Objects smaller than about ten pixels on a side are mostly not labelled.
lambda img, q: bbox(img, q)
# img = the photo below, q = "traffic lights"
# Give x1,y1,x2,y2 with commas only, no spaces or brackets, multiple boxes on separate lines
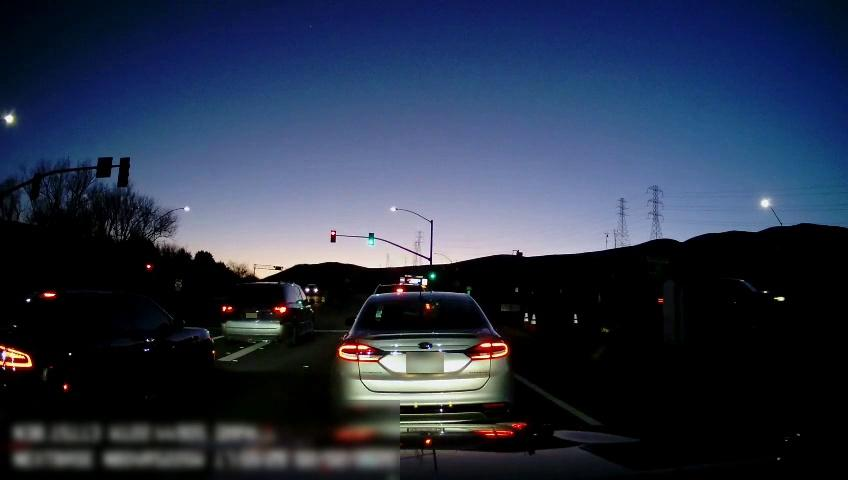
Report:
29,172,42,201
117,156,130,188
330,229,337,243
367,232,375,247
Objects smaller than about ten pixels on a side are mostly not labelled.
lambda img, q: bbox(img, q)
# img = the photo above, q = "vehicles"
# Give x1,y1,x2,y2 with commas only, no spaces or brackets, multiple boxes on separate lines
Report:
334,291,515,426
373,284,430,306
219,281,314,345
0,288,217,448
304,283,319,296
656,276,788,318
